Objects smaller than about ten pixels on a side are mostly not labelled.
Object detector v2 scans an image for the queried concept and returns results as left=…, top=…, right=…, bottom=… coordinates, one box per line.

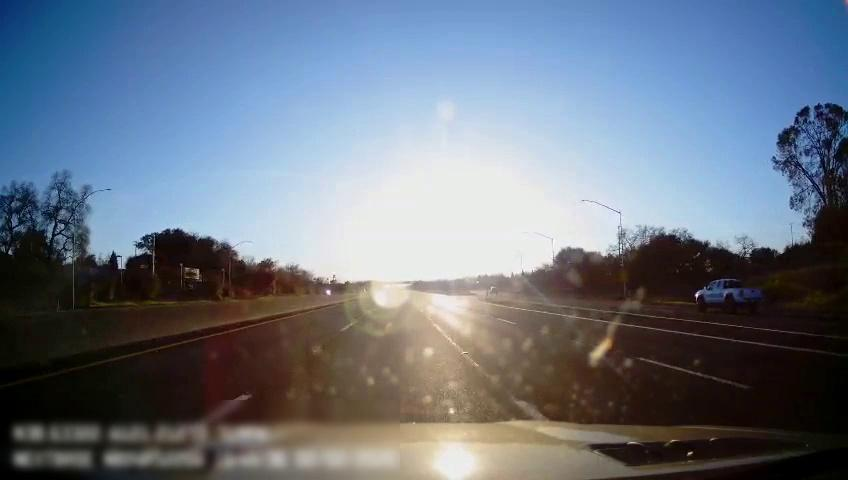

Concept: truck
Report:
left=695, top=279, right=764, bottom=314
